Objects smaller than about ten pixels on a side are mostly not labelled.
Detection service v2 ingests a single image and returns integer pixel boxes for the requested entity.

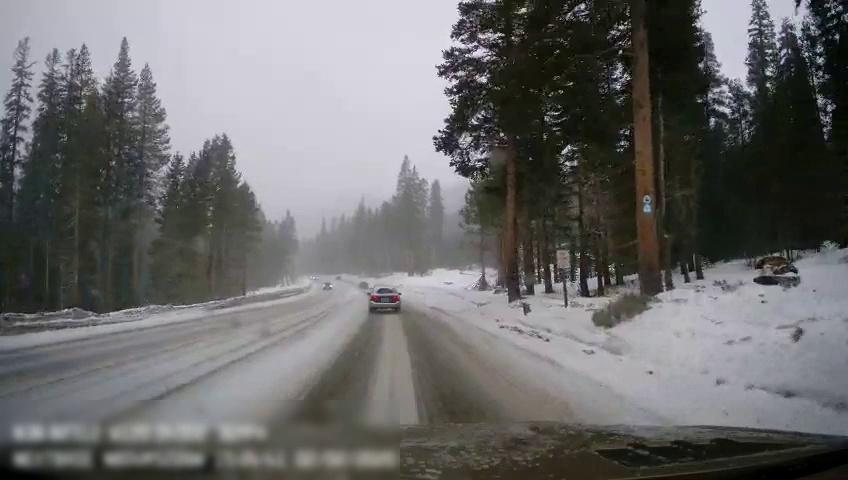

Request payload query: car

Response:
[367,284,402,314]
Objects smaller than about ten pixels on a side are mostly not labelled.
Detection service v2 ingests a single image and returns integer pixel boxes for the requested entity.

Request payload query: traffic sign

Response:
[556,250,571,269]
